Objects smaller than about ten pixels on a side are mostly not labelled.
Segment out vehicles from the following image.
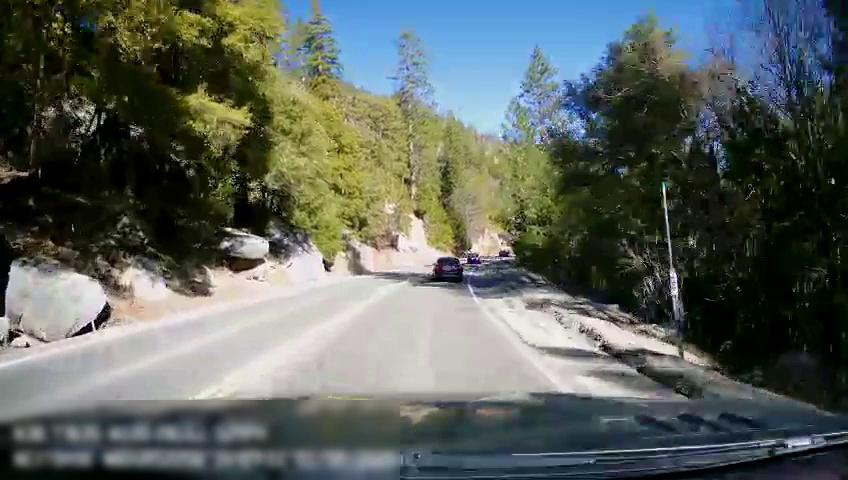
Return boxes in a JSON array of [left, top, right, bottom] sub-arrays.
[[432, 256, 464, 282], [467, 252, 481, 264]]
